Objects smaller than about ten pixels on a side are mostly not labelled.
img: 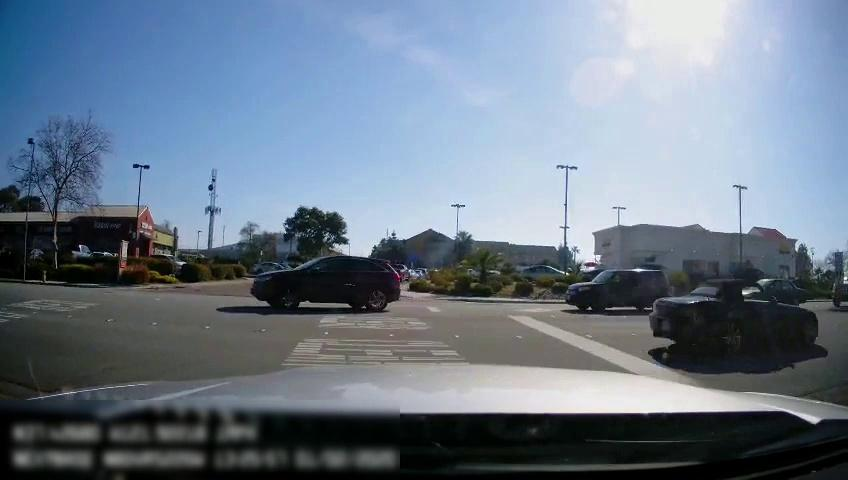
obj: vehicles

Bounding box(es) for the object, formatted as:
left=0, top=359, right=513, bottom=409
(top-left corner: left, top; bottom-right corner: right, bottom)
left=754, top=279, right=808, bottom=307
left=388, top=264, right=410, bottom=282
left=649, top=279, right=820, bottom=354
left=565, top=269, right=672, bottom=315
left=250, top=256, right=401, bottom=314
left=408, top=269, right=420, bottom=281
